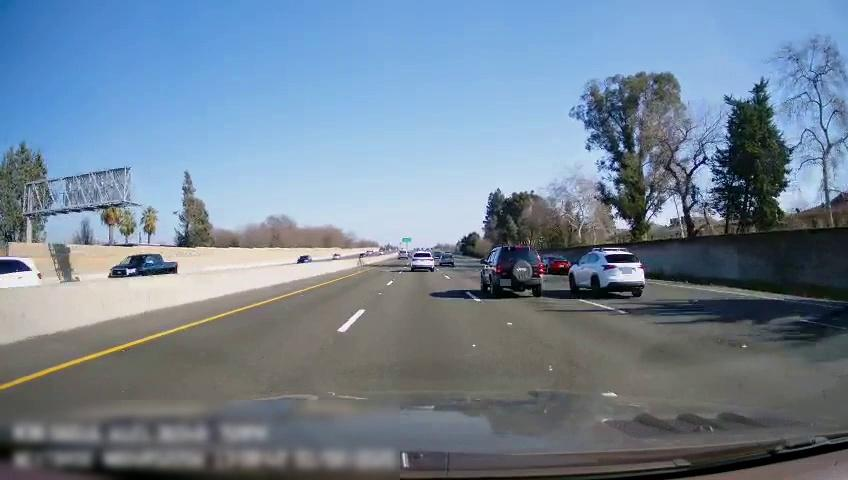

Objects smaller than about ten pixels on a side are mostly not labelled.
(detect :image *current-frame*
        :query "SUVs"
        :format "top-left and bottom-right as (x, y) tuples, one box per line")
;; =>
(411, 251), (434, 272)
(0, 256), (44, 289)
(479, 245), (545, 299)
(568, 250), (646, 300)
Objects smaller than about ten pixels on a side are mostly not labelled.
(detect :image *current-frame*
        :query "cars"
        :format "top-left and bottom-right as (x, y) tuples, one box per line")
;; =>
(543, 257), (570, 275)
(296, 255), (313, 264)
(397, 249), (409, 260)
(438, 252), (454, 267)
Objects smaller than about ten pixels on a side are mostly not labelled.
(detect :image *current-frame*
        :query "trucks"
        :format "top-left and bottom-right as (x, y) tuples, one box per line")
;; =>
(107, 253), (178, 278)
